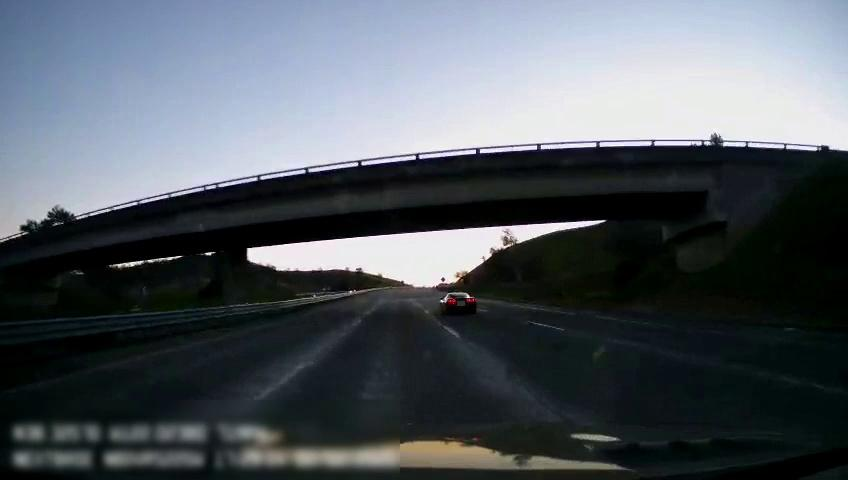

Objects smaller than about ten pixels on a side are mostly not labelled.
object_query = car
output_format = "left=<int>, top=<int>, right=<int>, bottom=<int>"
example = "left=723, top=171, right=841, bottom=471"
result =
left=439, top=291, right=477, bottom=317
